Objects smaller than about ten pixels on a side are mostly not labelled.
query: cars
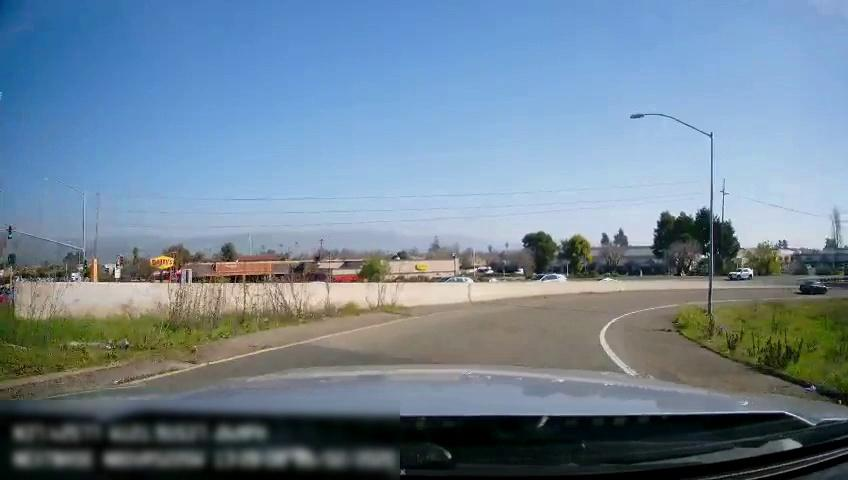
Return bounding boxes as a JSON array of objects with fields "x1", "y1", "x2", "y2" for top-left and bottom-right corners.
[
  {"x1": 799, "y1": 277, "x2": 830, "y2": 294},
  {"x1": 530, "y1": 272, "x2": 567, "y2": 281},
  {"x1": 447, "y1": 276, "x2": 475, "y2": 284}
]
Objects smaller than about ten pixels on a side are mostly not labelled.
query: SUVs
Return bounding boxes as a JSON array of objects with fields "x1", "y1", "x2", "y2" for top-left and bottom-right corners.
[{"x1": 729, "y1": 267, "x2": 754, "y2": 281}]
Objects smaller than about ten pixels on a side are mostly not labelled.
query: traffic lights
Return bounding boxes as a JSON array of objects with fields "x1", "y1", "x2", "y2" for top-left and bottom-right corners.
[{"x1": 7, "y1": 223, "x2": 14, "y2": 240}]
